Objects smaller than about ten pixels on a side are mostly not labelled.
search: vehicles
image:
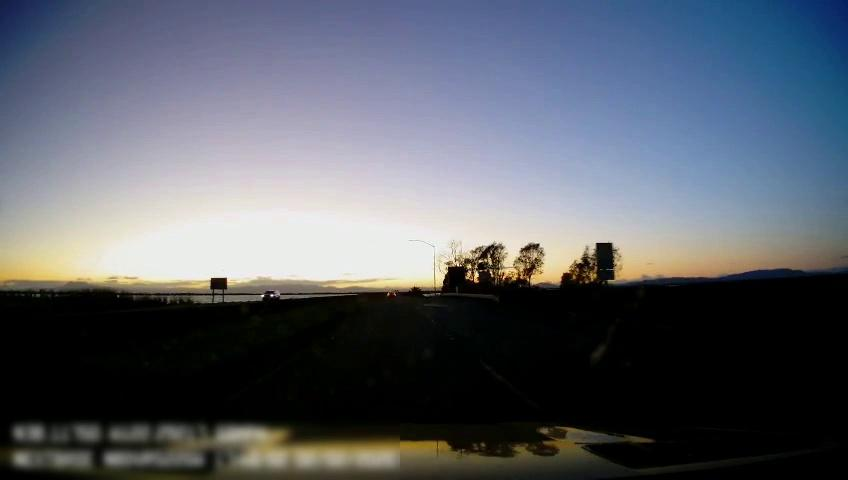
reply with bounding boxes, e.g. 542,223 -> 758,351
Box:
386,291 -> 397,298
262,290 -> 280,301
